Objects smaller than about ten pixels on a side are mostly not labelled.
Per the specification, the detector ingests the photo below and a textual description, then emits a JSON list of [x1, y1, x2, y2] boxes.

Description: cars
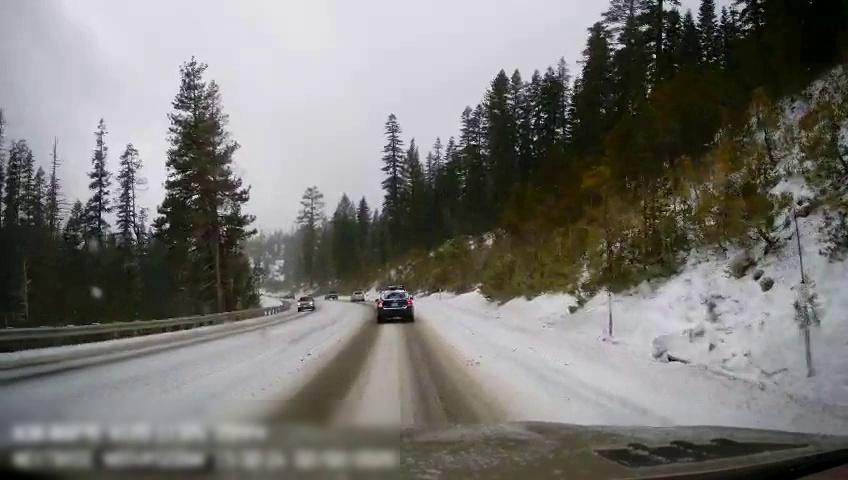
[[375, 284, 415, 322], [350, 290, 365, 302]]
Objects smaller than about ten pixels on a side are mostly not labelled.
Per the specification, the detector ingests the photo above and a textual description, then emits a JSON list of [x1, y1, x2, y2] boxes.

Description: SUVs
[[297, 296, 316, 312]]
